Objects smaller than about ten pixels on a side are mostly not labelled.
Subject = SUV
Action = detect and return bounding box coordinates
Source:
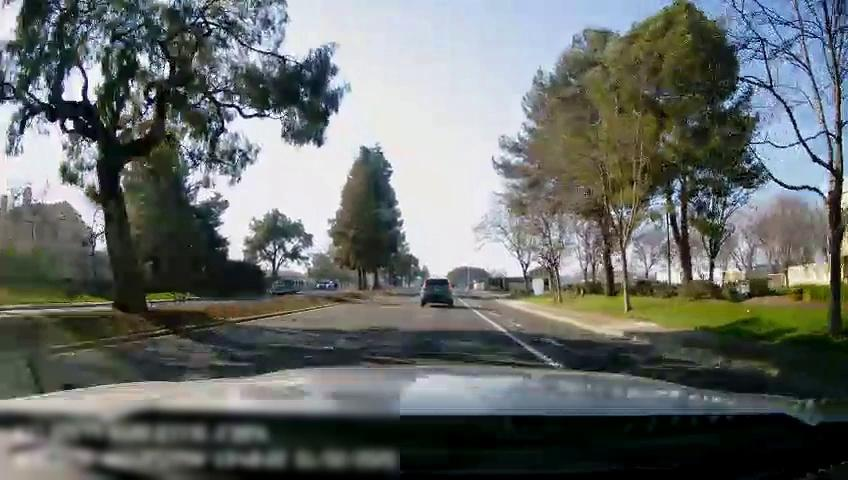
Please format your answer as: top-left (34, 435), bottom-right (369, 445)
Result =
top-left (420, 278), bottom-right (454, 308)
